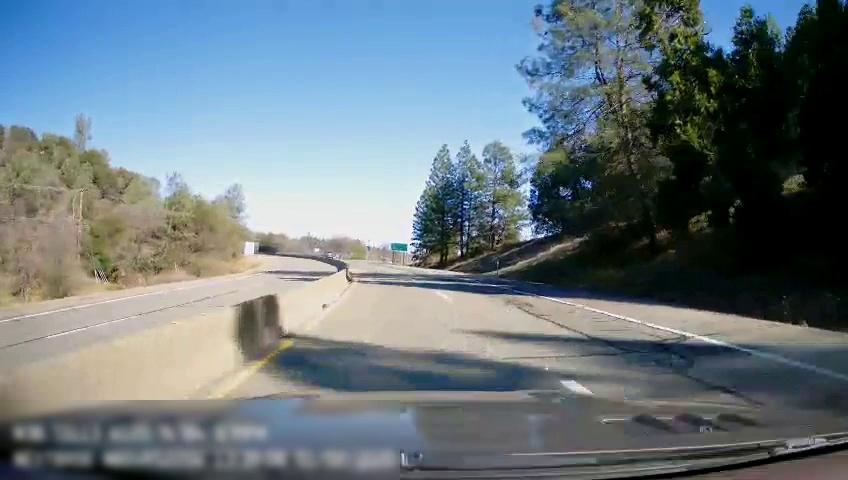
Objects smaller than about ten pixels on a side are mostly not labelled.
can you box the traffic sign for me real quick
[390,242,409,253]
